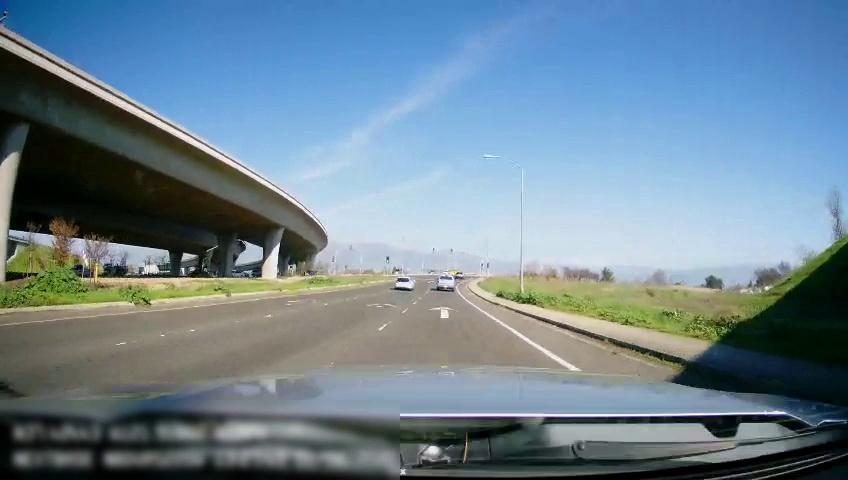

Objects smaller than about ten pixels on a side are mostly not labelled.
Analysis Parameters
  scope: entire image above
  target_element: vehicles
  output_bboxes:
[436,273,455,291]
[232,270,245,278]
[394,276,418,291]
